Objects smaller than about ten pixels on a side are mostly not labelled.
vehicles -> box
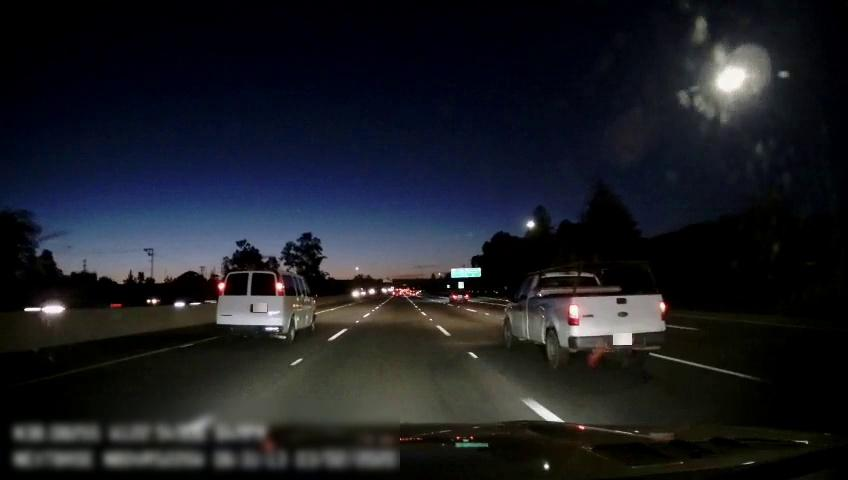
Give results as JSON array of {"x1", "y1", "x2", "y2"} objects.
[
  {"x1": 448, "y1": 291, "x2": 470, "y2": 306},
  {"x1": 215, "y1": 270, "x2": 318, "y2": 346},
  {"x1": 144, "y1": 293, "x2": 161, "y2": 307},
  {"x1": 501, "y1": 262, "x2": 669, "y2": 371}
]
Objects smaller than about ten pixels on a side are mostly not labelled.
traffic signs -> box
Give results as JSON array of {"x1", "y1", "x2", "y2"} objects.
[{"x1": 449, "y1": 267, "x2": 482, "y2": 279}]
